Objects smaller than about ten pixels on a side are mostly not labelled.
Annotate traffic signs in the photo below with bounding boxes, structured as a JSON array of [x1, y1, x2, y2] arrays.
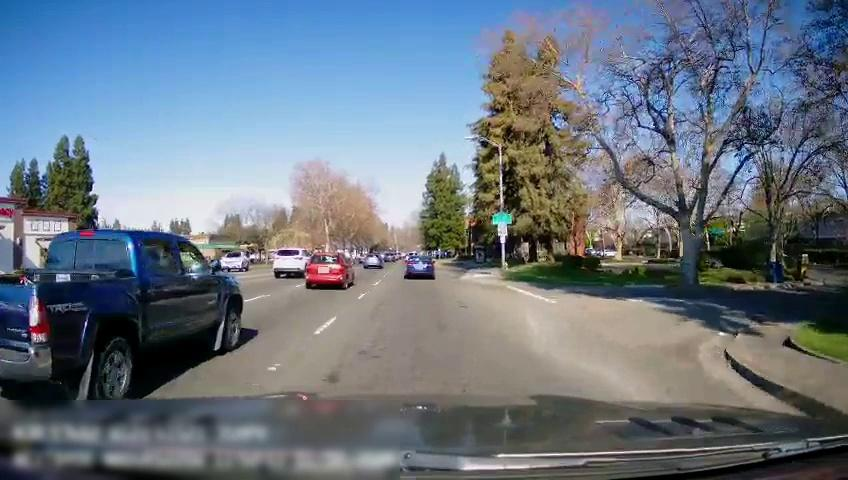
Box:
[[498, 223, 509, 236], [491, 212, 512, 225]]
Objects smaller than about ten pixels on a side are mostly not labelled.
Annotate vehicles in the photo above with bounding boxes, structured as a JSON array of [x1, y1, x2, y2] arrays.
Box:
[[384, 252, 396, 263], [304, 251, 354, 290], [0, 228, 244, 405], [363, 253, 382, 269], [219, 251, 249, 272], [404, 254, 437, 280], [273, 248, 311, 279]]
